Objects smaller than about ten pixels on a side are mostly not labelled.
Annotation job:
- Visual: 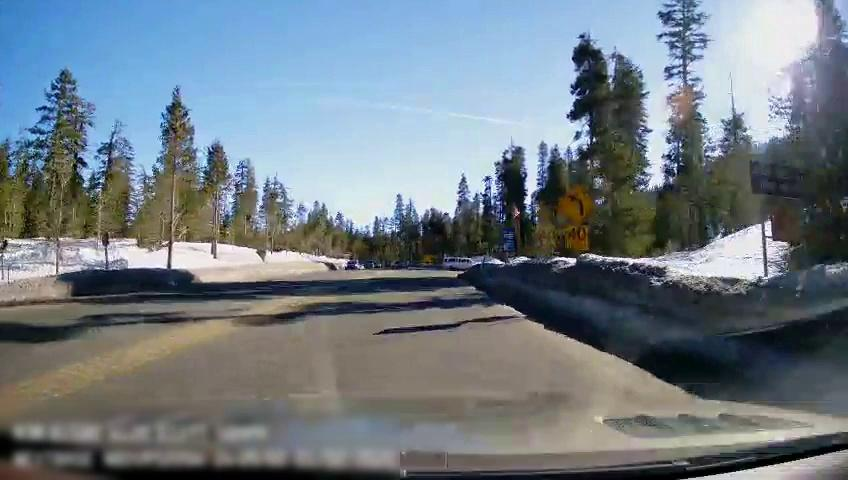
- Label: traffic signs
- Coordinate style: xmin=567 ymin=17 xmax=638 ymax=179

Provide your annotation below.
xmin=565 ymin=225 xmax=589 ymax=251
xmin=503 ymin=232 xmax=516 ymax=253
xmin=558 ymin=180 xmax=592 ymax=224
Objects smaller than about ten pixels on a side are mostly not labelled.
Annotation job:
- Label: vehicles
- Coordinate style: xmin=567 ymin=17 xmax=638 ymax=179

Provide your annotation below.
xmin=343 ymin=260 xmax=361 ymax=271
xmin=442 ymin=257 xmax=472 ymax=271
